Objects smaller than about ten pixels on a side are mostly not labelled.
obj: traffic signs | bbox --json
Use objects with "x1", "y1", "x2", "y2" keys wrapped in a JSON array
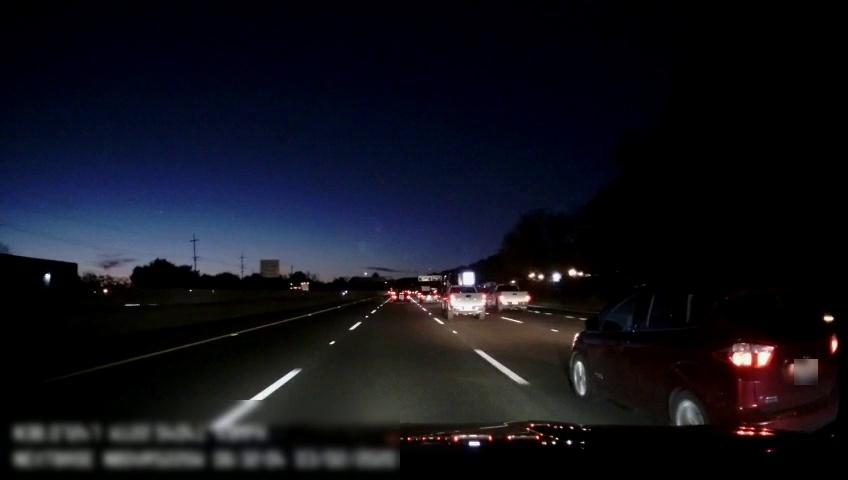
[
  {"x1": 419, "y1": 275, "x2": 430, "y2": 281},
  {"x1": 429, "y1": 275, "x2": 440, "y2": 281}
]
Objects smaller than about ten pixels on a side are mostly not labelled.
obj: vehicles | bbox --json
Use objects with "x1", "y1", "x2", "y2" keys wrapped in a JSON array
[
  {"x1": 442, "y1": 285, "x2": 485, "y2": 321},
  {"x1": 289, "y1": 281, "x2": 309, "y2": 291},
  {"x1": 418, "y1": 291, "x2": 439, "y2": 306},
  {"x1": 487, "y1": 281, "x2": 530, "y2": 312},
  {"x1": 565, "y1": 273, "x2": 844, "y2": 437},
  {"x1": 391, "y1": 290, "x2": 411, "y2": 304}
]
